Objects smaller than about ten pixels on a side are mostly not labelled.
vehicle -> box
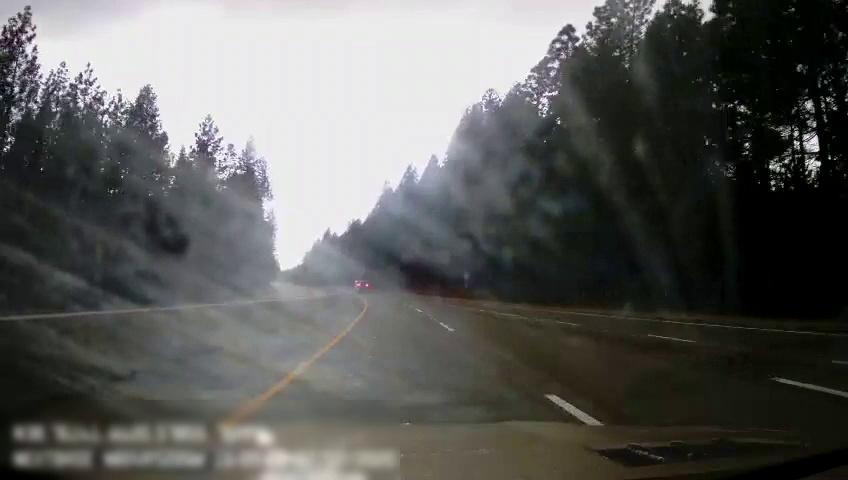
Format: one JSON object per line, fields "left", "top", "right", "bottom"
{"left": 353, "top": 279, "right": 369, "bottom": 290}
